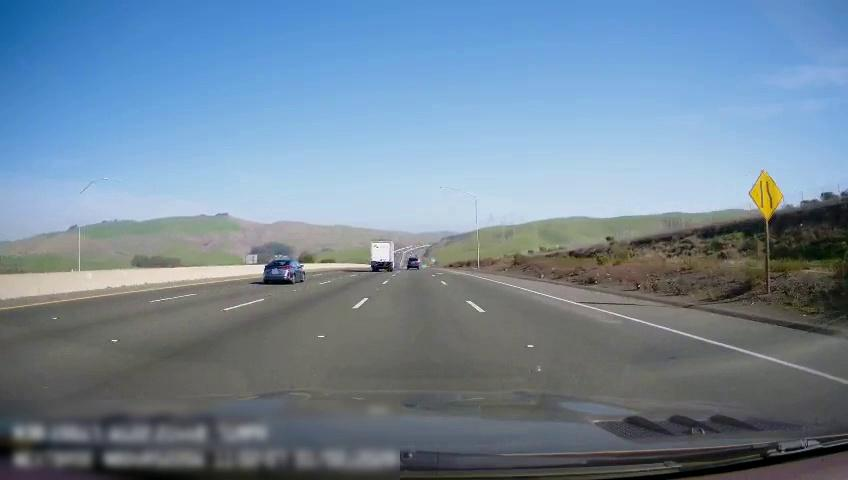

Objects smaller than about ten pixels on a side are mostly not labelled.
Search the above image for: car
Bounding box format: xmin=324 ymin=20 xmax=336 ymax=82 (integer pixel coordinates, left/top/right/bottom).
xmin=262 ymin=257 xmax=306 ymax=285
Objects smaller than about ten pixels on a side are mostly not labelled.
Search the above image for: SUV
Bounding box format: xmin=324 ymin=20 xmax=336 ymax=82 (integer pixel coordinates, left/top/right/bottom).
xmin=406 ymin=257 xmax=420 ymax=270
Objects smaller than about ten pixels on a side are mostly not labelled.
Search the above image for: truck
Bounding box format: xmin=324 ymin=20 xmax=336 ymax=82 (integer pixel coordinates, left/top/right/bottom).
xmin=369 ymin=239 xmax=395 ymax=274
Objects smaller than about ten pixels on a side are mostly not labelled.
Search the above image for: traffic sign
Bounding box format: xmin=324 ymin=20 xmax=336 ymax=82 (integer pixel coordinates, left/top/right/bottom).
xmin=747 ymin=166 xmax=785 ymax=222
